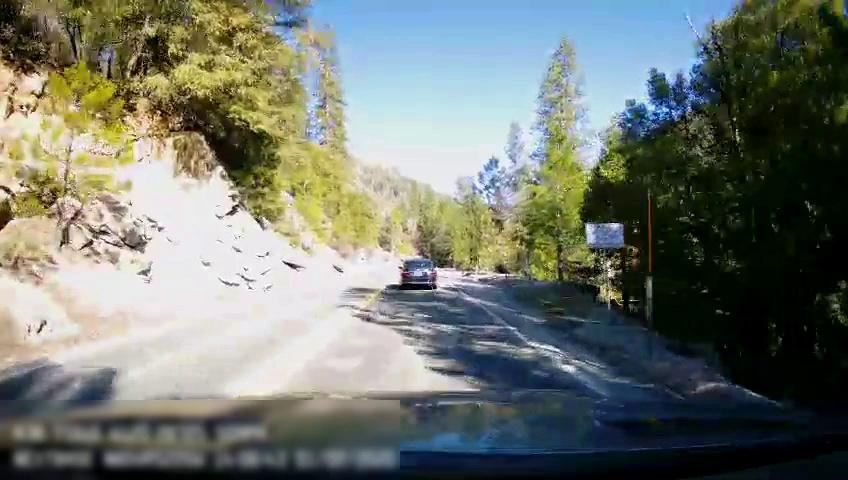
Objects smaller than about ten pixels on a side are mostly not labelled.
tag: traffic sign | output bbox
[585,222,625,249]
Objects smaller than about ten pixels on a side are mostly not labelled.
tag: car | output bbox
[397,258,439,289]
